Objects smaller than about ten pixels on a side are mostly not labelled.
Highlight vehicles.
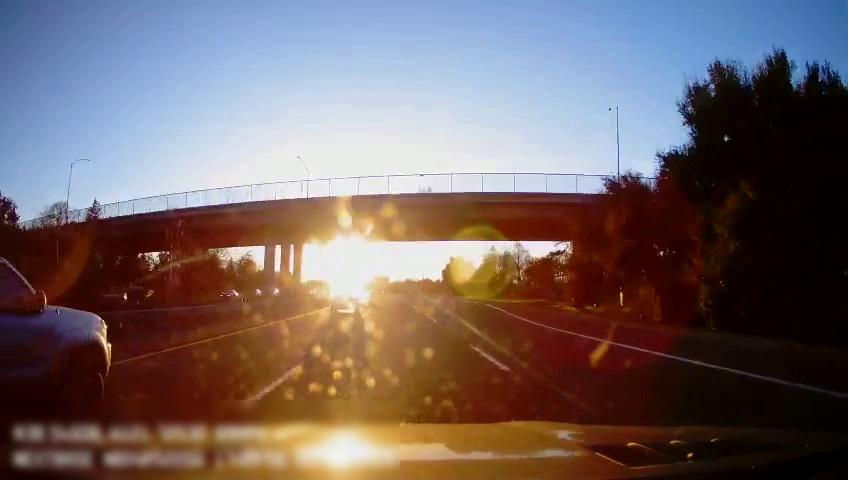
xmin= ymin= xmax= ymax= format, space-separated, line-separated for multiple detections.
xmin=218 ymin=289 xmax=240 ymax=300
xmin=330 ymin=292 xmax=360 ymax=315
xmin=247 ymin=288 xmax=263 ymax=298
xmin=97 ymin=285 xmax=129 ymax=304
xmin=361 ymin=287 xmax=378 ymax=300
xmin=0 ymin=254 xmax=112 ymax=424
